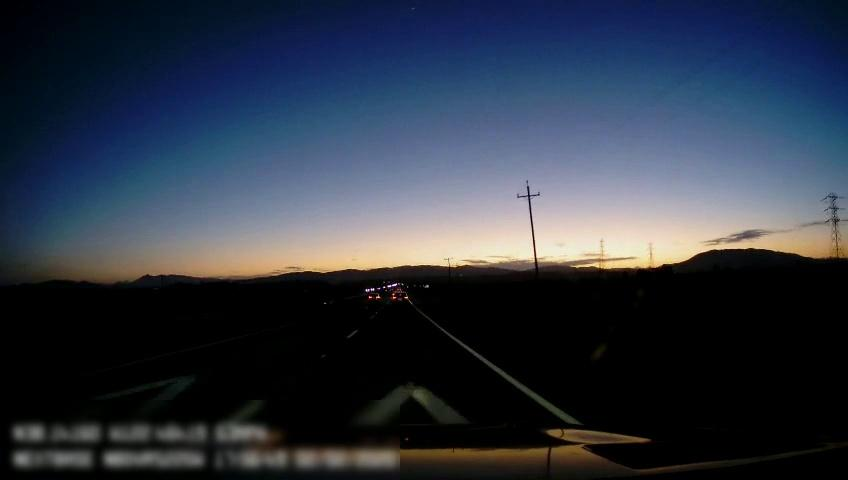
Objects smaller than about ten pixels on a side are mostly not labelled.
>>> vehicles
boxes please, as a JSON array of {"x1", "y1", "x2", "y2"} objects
[
  {"x1": 368, "y1": 291, "x2": 382, "y2": 302},
  {"x1": 392, "y1": 291, "x2": 409, "y2": 307}
]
